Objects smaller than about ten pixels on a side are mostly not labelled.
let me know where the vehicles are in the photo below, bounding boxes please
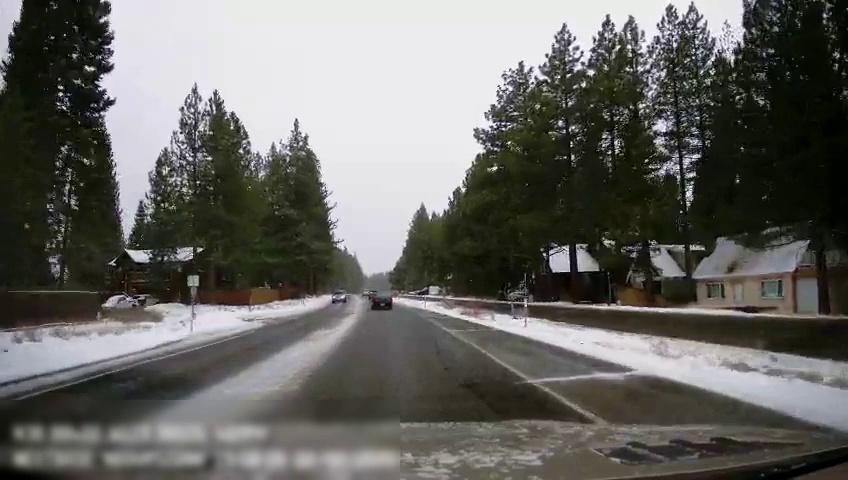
[370,291,393,310]
[131,294,157,308]
[100,295,134,310]
[496,288,516,301]
[331,289,347,304]
[507,291,530,303]
[368,289,378,300]
[413,288,429,296]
